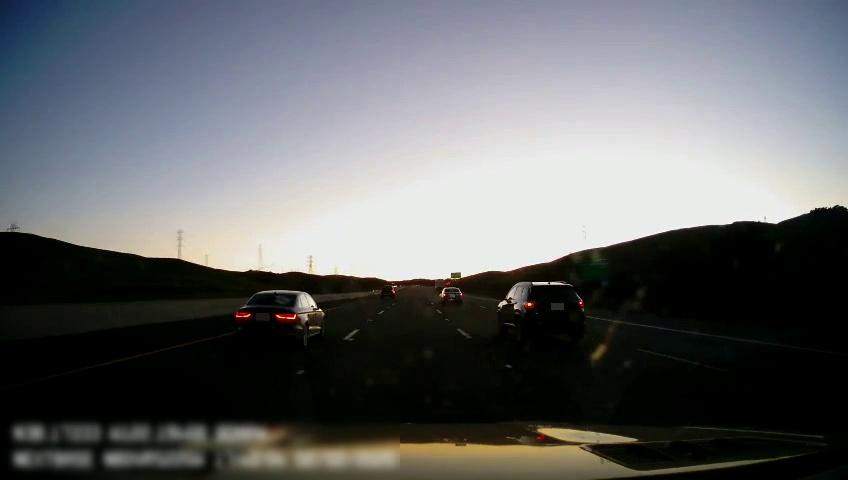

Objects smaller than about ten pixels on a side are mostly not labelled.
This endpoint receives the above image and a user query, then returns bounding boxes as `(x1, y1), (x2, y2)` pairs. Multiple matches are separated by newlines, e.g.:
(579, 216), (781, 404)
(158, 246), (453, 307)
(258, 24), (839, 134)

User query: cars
(234, 291), (326, 350)
(438, 287), (463, 305)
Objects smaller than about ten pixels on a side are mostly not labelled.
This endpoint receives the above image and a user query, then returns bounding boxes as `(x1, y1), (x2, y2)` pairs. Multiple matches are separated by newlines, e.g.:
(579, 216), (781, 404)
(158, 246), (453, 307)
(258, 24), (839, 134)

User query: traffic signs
(451, 272), (462, 279)
(580, 259), (608, 280)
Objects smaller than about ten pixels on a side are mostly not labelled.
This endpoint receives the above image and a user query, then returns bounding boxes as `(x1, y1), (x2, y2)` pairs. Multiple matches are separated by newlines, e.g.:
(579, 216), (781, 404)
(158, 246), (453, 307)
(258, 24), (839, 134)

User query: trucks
(435, 280), (443, 290)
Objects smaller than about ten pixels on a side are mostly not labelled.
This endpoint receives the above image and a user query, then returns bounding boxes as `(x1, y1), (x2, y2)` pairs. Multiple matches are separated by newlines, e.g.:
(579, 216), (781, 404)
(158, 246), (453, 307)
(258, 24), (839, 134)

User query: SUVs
(496, 281), (585, 346)
(380, 285), (396, 299)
